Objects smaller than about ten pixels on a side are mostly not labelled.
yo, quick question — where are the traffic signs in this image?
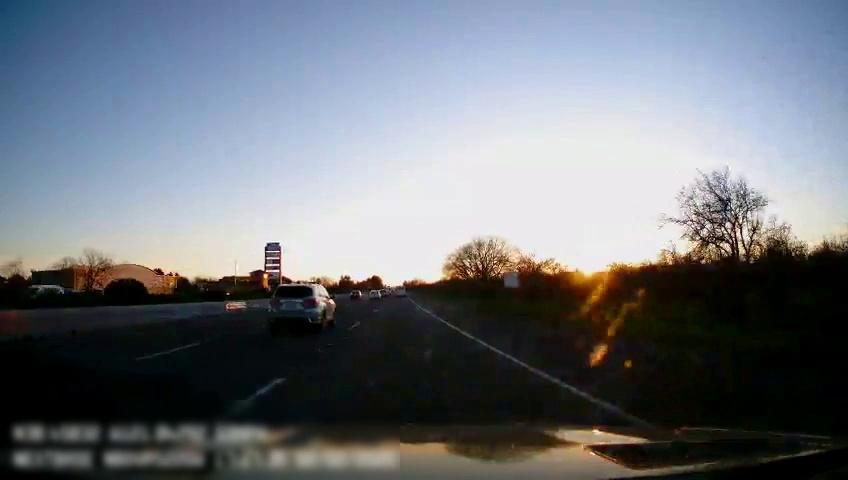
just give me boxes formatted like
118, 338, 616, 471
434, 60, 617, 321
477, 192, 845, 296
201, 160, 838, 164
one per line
503, 271, 519, 287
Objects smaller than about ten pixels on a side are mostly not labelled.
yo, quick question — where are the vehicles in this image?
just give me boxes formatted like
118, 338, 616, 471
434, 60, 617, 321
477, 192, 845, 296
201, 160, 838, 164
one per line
24, 284, 65, 301
369, 289, 382, 301
350, 289, 363, 300
394, 286, 406, 297
267, 281, 338, 337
